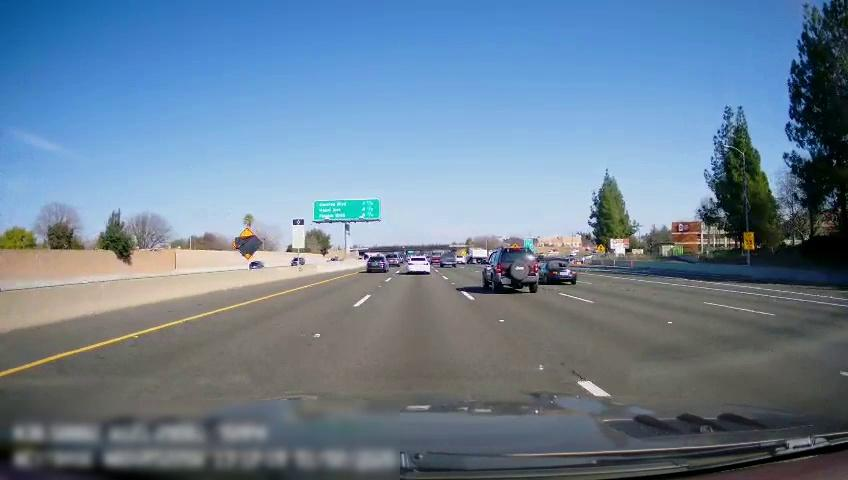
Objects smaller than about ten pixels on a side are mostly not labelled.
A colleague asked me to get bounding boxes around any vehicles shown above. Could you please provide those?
[429,255,442,266]
[385,255,401,268]
[535,262,578,285]
[407,255,431,275]
[464,247,488,265]
[366,256,388,273]
[481,246,541,294]
[248,260,265,270]
[290,257,306,266]
[452,255,466,265]
[440,253,456,268]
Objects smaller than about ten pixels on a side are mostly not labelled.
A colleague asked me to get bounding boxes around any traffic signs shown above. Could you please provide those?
[743,231,755,250]
[523,239,534,252]
[312,198,382,221]
[232,225,263,260]
[291,218,305,248]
